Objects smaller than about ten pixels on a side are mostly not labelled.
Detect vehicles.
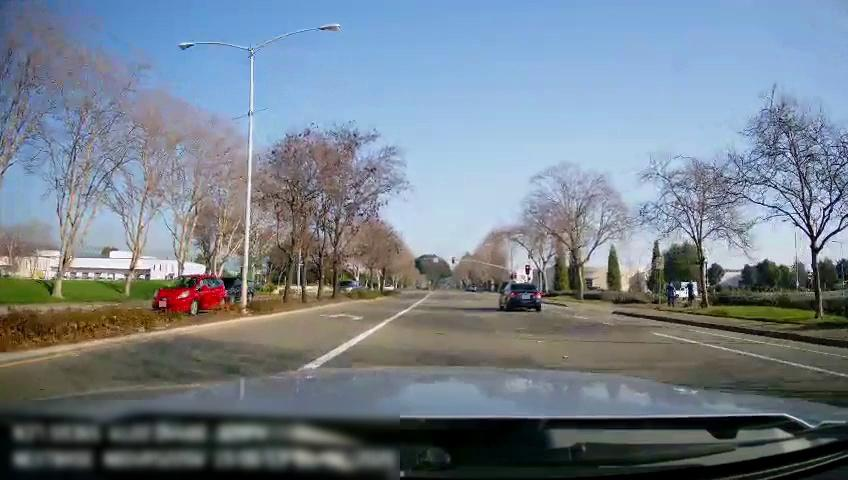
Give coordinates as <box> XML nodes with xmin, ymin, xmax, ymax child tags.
<box><xmin>151</xmin><ymin>273</ymin><xmax>230</xmax><ymax>318</ymax></box>
<box><xmin>382</xmin><ymin>283</ymin><xmax>395</xmax><ymax>291</ymax></box>
<box><xmin>498</xmin><ymin>282</ymin><xmax>542</xmax><ymax>311</ymax></box>
<box><xmin>328</xmin><ymin>279</ymin><xmax>360</xmax><ymax>298</ymax></box>
<box><xmin>219</xmin><ymin>276</ymin><xmax>257</xmax><ymax>307</ymax></box>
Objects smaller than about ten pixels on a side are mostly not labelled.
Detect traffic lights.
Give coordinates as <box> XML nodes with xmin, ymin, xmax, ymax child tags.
<box><xmin>524</xmin><ymin>264</ymin><xmax>531</xmax><ymax>275</ymax></box>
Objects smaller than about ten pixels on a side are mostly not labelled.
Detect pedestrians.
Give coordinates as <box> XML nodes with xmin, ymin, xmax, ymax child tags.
<box><xmin>684</xmin><ymin>279</ymin><xmax>695</xmax><ymax>305</ymax></box>
<box><xmin>665</xmin><ymin>279</ymin><xmax>677</xmax><ymax>305</ymax></box>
